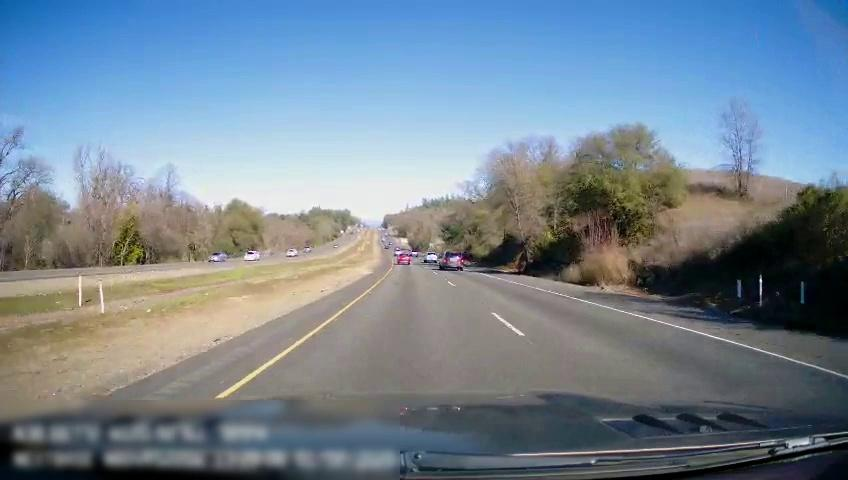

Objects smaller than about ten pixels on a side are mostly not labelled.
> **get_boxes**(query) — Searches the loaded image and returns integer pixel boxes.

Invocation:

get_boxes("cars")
[206,252,228,263]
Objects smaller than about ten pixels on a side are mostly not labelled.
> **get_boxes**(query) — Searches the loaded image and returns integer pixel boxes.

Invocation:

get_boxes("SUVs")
[242,251,260,261]
[396,253,411,266]
[438,250,465,272]
[423,251,437,264]
[286,249,299,258]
